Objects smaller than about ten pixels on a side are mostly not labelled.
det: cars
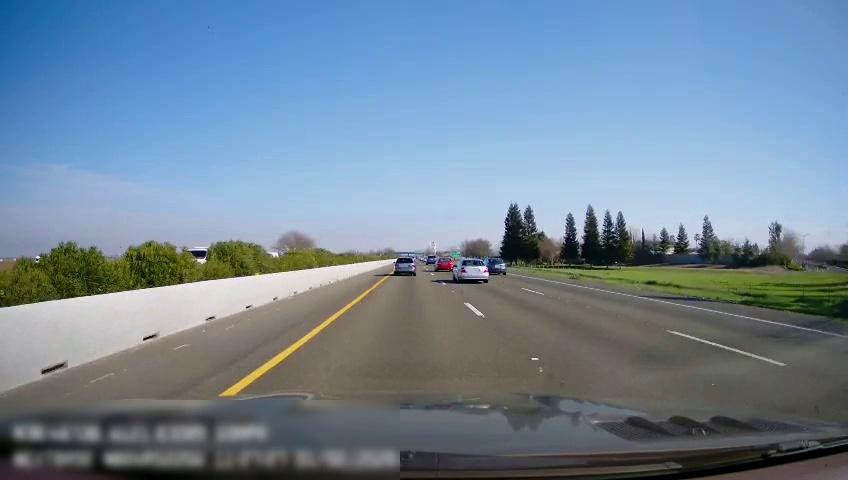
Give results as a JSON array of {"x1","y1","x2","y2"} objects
[
  {"x1": 433, "y1": 256, "x2": 453, "y2": 272},
  {"x1": 482, "y1": 257, "x2": 508, "y2": 276},
  {"x1": 451, "y1": 258, "x2": 490, "y2": 284}
]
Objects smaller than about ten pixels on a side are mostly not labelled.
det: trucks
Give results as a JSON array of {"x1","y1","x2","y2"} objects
[{"x1": 188, "y1": 246, "x2": 209, "y2": 263}]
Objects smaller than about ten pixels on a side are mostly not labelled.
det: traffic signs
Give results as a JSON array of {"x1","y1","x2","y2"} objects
[{"x1": 451, "y1": 251, "x2": 462, "y2": 260}]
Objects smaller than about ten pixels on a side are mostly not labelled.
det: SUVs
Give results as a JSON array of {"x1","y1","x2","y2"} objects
[
  {"x1": 393, "y1": 257, "x2": 416, "y2": 278},
  {"x1": 425, "y1": 256, "x2": 436, "y2": 266}
]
